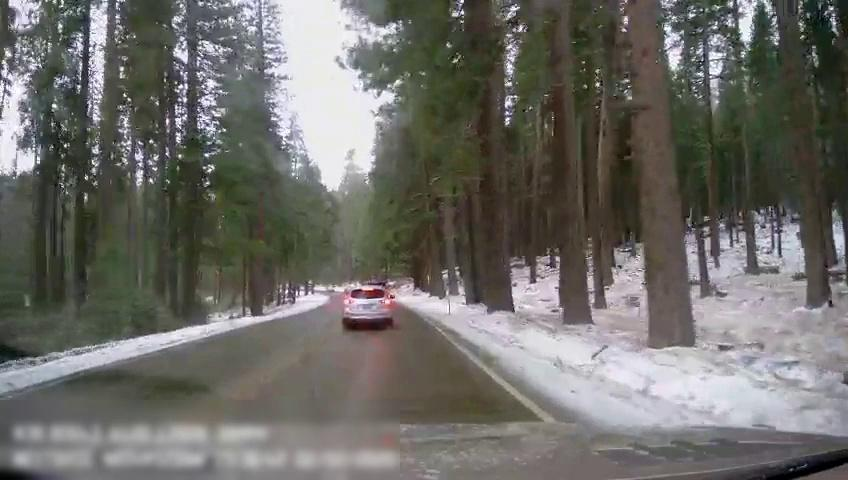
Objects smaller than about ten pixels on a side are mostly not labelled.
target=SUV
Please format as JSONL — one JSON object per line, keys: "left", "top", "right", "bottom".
{"left": 342, "top": 285, "right": 396, "bottom": 328}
